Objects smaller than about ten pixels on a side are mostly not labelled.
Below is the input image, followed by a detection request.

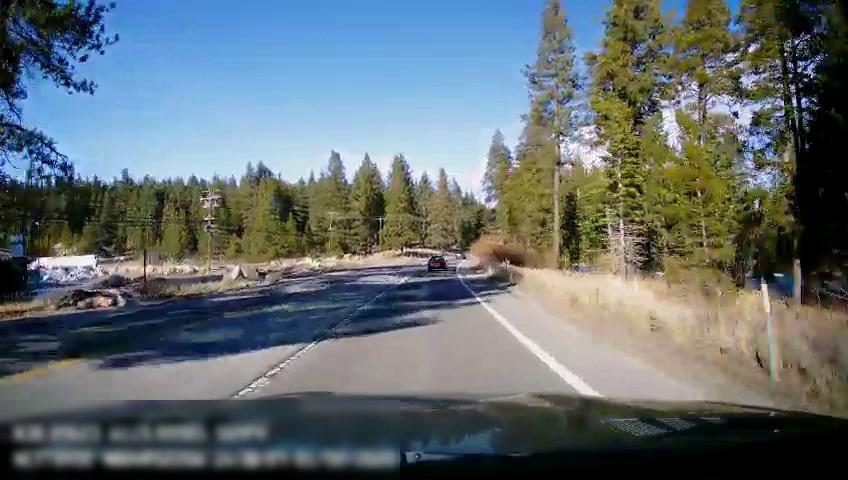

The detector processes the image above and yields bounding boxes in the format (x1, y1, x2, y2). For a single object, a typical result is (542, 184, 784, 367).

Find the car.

(428, 256, 447, 271)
